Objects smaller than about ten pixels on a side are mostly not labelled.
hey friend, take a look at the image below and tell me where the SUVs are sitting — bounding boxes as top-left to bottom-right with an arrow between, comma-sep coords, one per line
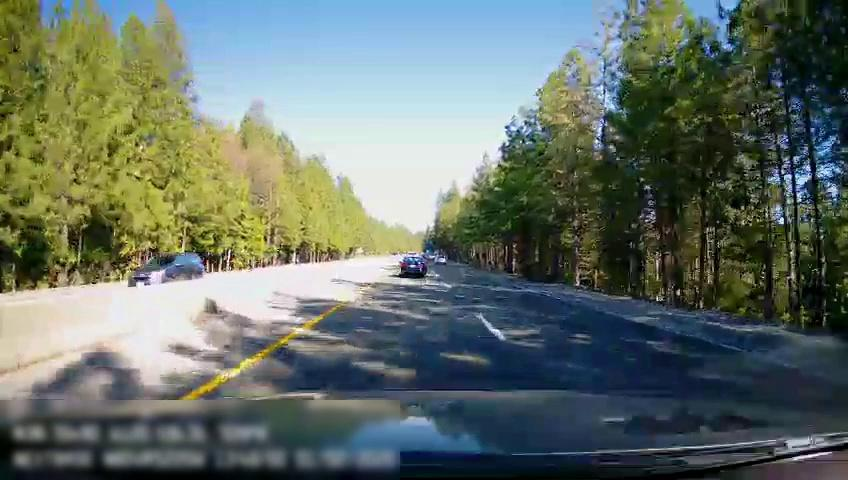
128,252 -> 205,288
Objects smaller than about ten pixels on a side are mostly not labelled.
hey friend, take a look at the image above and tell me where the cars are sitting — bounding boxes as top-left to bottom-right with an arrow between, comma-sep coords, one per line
400,255 -> 427,278
434,254 -> 448,265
